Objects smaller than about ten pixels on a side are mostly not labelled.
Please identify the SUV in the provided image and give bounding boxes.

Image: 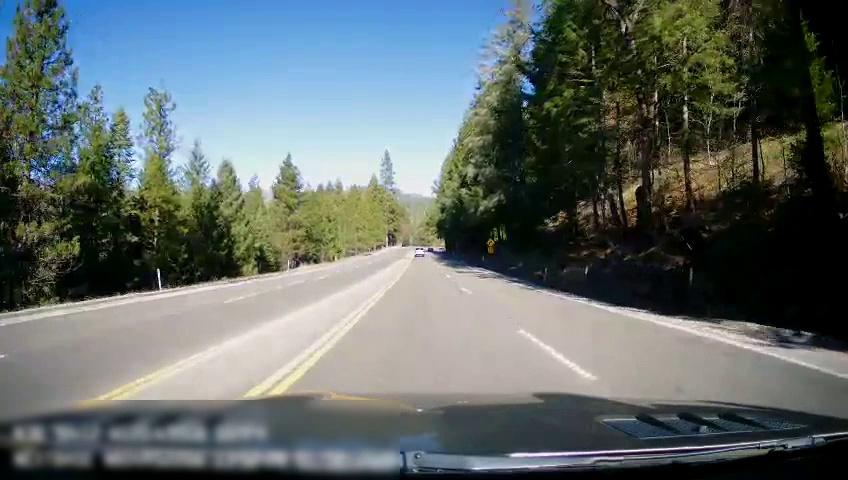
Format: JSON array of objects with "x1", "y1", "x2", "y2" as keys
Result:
[{"x1": 413, "y1": 247, "x2": 426, "y2": 258}]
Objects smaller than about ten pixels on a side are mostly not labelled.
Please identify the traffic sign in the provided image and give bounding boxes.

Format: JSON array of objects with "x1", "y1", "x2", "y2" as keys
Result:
[{"x1": 486, "y1": 238, "x2": 496, "y2": 249}]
